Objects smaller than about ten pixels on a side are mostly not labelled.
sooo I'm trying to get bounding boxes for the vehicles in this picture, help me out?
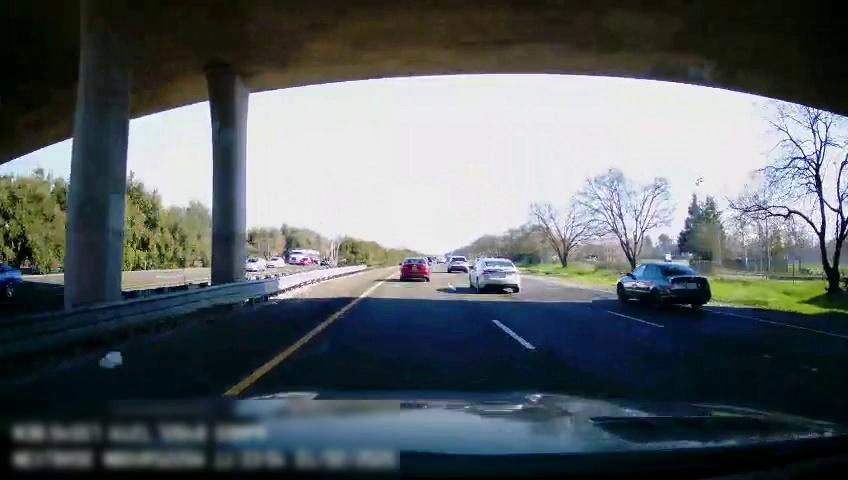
[266,257,285,269]
[614,262,713,310]
[447,255,469,273]
[246,257,266,274]
[398,258,431,282]
[288,249,321,266]
[0,262,24,302]
[467,257,522,295]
